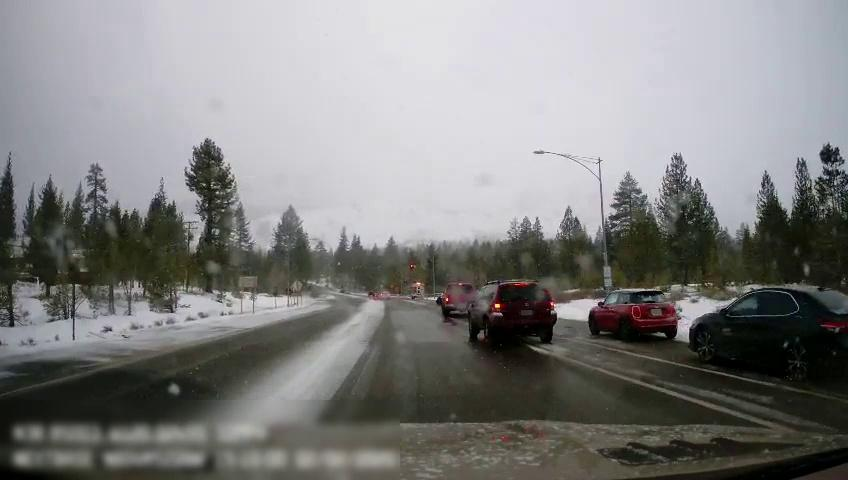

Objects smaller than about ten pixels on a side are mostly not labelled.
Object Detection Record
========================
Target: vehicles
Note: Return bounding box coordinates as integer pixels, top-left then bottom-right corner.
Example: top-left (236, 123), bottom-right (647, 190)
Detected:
top-left (441, 281), bottom-right (478, 316)
top-left (587, 287), bottom-right (678, 340)
top-left (379, 291), bottom-right (391, 300)
top-left (467, 278), bottom-right (559, 344)
top-left (687, 284), bottom-right (848, 384)
top-left (408, 283), bottom-right (424, 299)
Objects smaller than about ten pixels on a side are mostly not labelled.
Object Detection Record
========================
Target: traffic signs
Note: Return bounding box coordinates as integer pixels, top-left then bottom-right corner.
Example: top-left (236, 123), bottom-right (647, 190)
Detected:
top-left (603, 266), bottom-right (612, 278)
